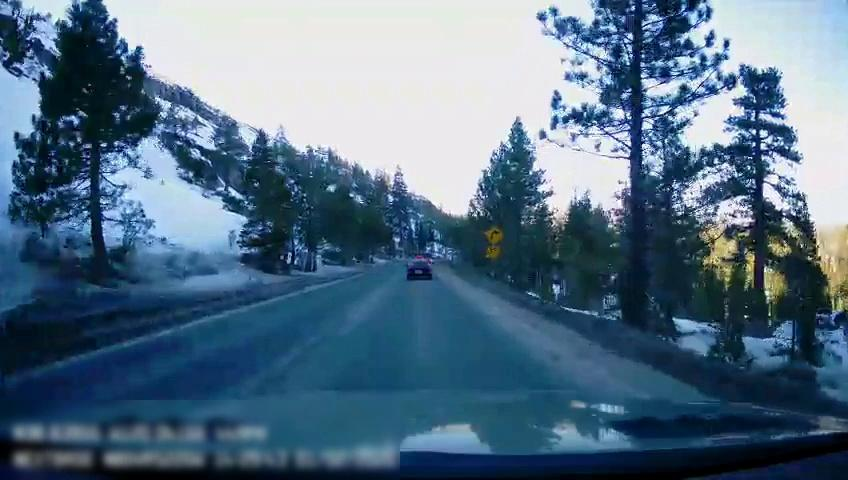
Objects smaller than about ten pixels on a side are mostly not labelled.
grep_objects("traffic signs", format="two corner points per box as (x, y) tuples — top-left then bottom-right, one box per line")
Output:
(484, 225), (506, 242)
(485, 244), (502, 258)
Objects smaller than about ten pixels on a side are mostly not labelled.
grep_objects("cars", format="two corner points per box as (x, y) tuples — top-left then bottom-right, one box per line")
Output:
(407, 258), (432, 279)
